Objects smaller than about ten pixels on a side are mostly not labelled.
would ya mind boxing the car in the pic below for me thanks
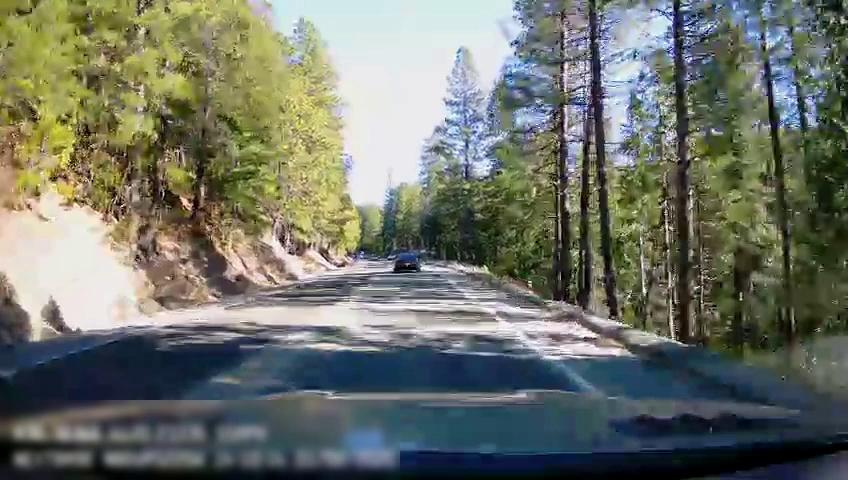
[393,250,420,273]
